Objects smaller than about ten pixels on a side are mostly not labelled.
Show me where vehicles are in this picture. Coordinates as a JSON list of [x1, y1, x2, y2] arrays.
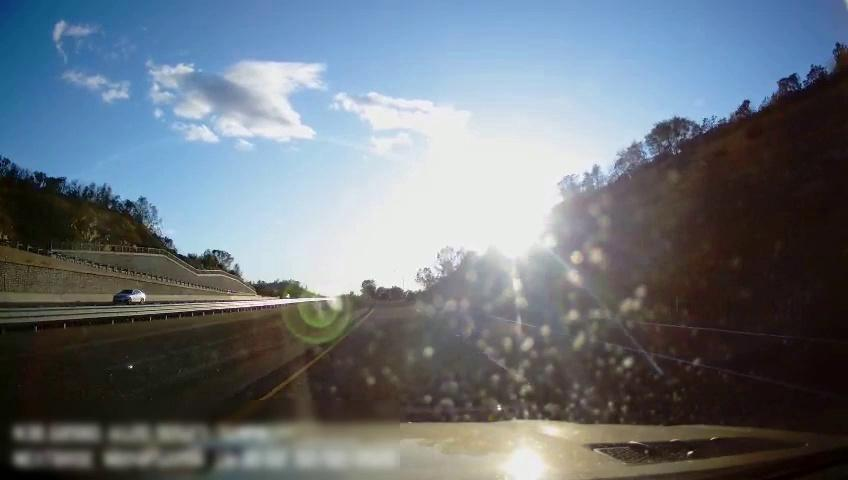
[[112, 288, 146, 306], [405, 293, 418, 304], [379, 294, 391, 304]]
